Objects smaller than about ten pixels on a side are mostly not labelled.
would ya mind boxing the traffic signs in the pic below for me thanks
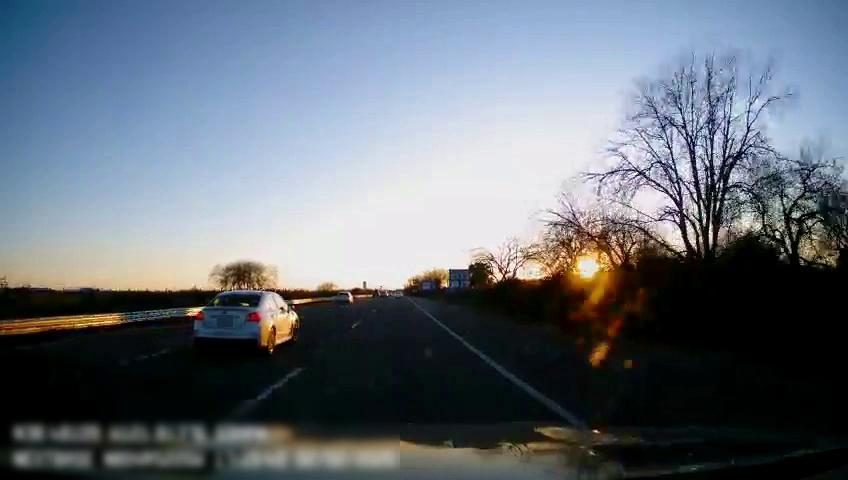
[422,280,436,292]
[450,268,471,289]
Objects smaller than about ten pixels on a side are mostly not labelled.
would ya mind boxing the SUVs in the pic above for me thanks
[335,291,352,304]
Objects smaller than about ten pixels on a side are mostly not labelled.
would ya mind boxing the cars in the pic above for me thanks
[193,291,302,359]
